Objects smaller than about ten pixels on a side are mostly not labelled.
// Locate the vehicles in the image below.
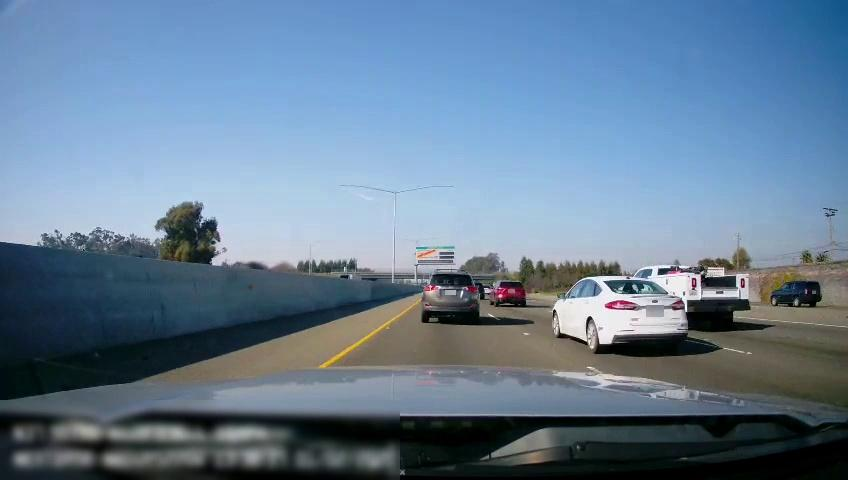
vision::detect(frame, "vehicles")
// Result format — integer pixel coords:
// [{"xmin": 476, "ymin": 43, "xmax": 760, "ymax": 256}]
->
[
  {"xmin": 633, "ymin": 263, "xmax": 751, "ymax": 326},
  {"xmin": 488, "ymin": 280, "xmax": 527, "ymax": 308},
  {"xmin": 706, "ymin": 267, "xmax": 725, "ymax": 277},
  {"xmin": 770, "ymin": 281, "xmax": 822, "ymax": 308},
  {"xmin": 482, "ymin": 284, "xmax": 490, "ymax": 294},
  {"xmin": 421, "ymin": 268, "xmax": 480, "ymax": 324},
  {"xmin": 474, "ymin": 282, "xmax": 485, "ymax": 300},
  {"xmin": 339, "ymin": 274, "xmax": 361, "ymax": 280},
  {"xmin": 551, "ymin": 275, "xmax": 689, "ymax": 354}
]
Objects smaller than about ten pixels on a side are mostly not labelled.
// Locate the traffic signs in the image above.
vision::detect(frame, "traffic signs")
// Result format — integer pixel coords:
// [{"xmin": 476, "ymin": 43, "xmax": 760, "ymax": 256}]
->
[{"xmin": 415, "ymin": 245, "xmax": 456, "ymax": 265}]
